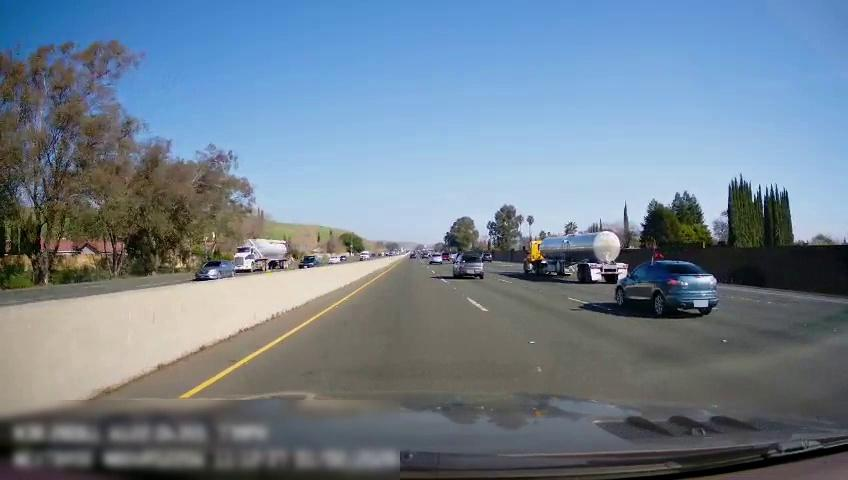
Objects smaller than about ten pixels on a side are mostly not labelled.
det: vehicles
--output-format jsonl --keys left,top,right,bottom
{"left": 340, "top": 255, "right": 348, "bottom": 262}
{"left": 328, "top": 256, "right": 341, "bottom": 264}
{"left": 614, "top": 260, "right": 720, "bottom": 318}
{"left": 359, "top": 250, "right": 370, "bottom": 261}
{"left": 195, "top": 260, "right": 234, "bottom": 281}
{"left": 522, "top": 230, "right": 629, "bottom": 284}
{"left": 482, "top": 253, "right": 492, "bottom": 263}
{"left": 453, "top": 254, "right": 484, "bottom": 278}
{"left": 429, "top": 253, "right": 443, "bottom": 265}
{"left": 234, "top": 239, "right": 290, "bottom": 274}
{"left": 298, "top": 256, "right": 320, "bottom": 269}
